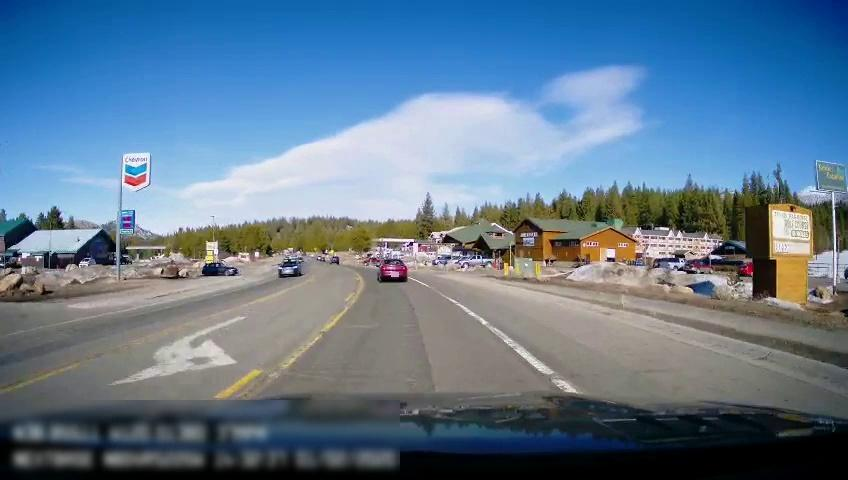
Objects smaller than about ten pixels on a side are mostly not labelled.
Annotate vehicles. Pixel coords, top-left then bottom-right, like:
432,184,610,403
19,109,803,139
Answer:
658,256,690,272
202,262,240,277
683,261,715,275
279,258,304,277
457,255,494,269
78,257,96,268
119,255,133,265
738,263,753,277
329,256,340,264
376,259,408,282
